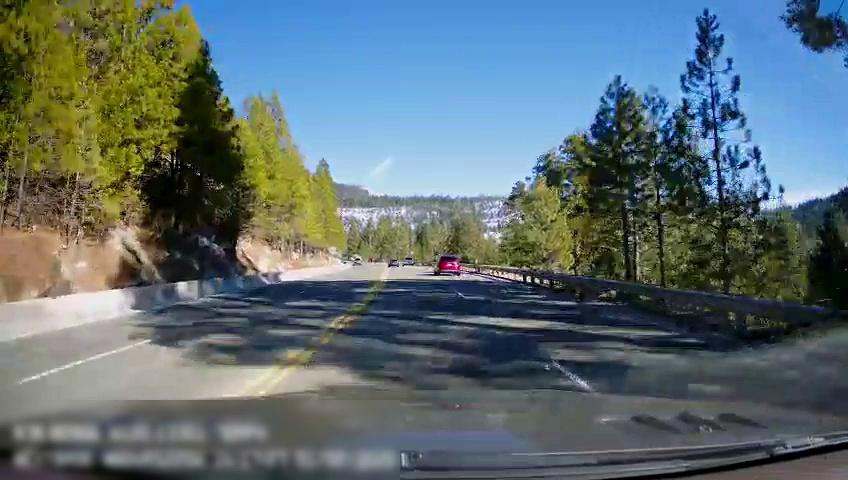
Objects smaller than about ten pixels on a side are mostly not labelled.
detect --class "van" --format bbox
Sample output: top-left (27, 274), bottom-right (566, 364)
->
top-left (402, 256), bottom-right (414, 266)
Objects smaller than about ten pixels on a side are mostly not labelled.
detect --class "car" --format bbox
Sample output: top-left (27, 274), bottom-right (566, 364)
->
top-left (387, 259), bottom-right (401, 268)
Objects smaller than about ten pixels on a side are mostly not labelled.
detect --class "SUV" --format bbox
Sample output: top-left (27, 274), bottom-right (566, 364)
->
top-left (432, 255), bottom-right (462, 277)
